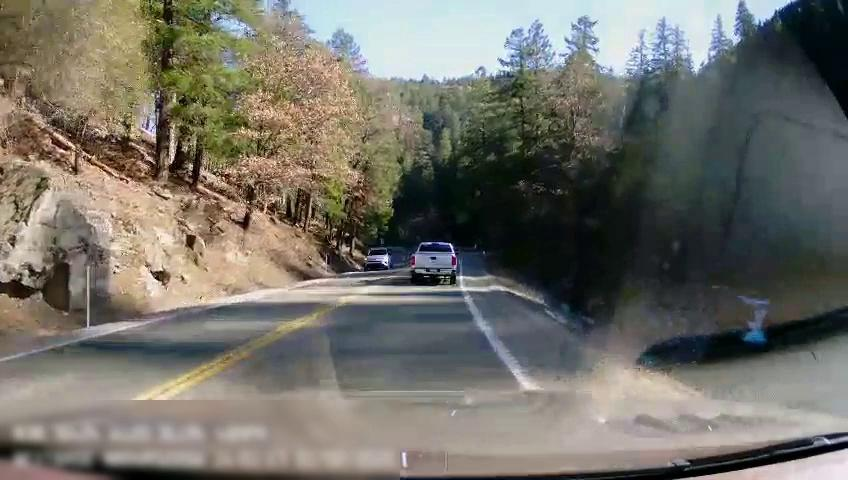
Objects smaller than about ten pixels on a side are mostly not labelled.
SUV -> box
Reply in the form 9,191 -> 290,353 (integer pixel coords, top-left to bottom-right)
363,247 -> 393,271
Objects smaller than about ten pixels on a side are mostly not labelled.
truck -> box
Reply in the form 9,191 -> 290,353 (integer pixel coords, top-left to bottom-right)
411,241 -> 457,282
